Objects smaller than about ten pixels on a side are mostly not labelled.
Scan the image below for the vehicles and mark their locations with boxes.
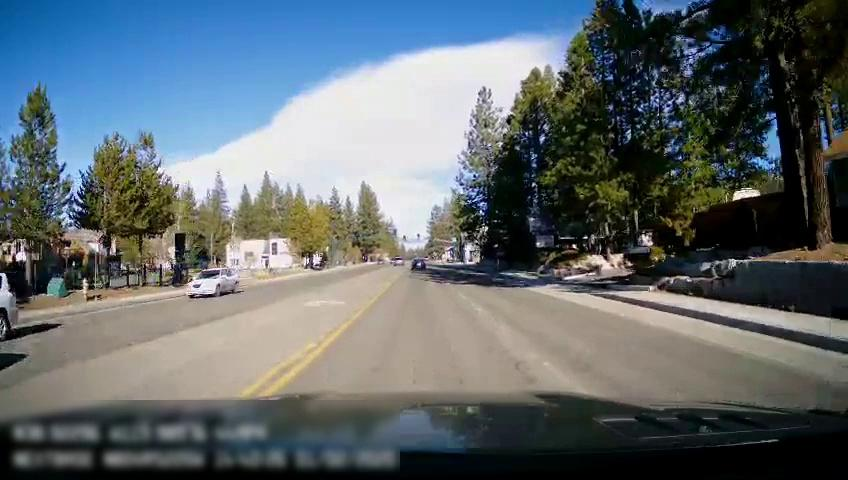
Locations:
[0,274,17,340]
[411,258,425,270]
[191,268,241,299]
[390,256,403,265]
